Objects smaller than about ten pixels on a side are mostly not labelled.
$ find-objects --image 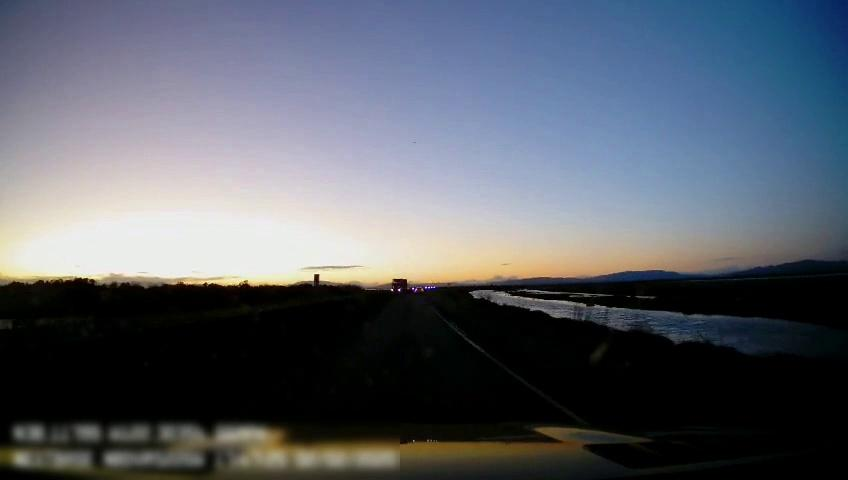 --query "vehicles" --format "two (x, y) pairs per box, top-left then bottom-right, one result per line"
(414, 286), (425, 294)
(390, 278), (408, 293)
